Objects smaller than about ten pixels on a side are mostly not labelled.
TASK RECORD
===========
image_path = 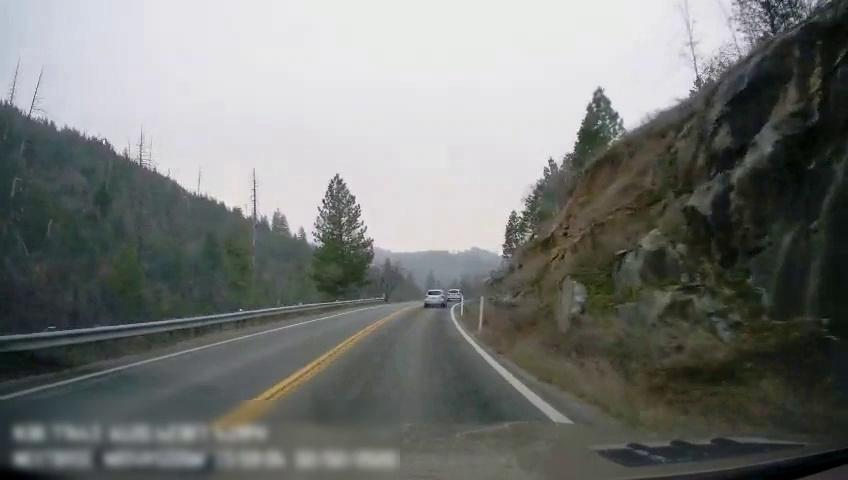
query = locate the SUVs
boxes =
[424,289,448,308]
[447,289,463,302]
